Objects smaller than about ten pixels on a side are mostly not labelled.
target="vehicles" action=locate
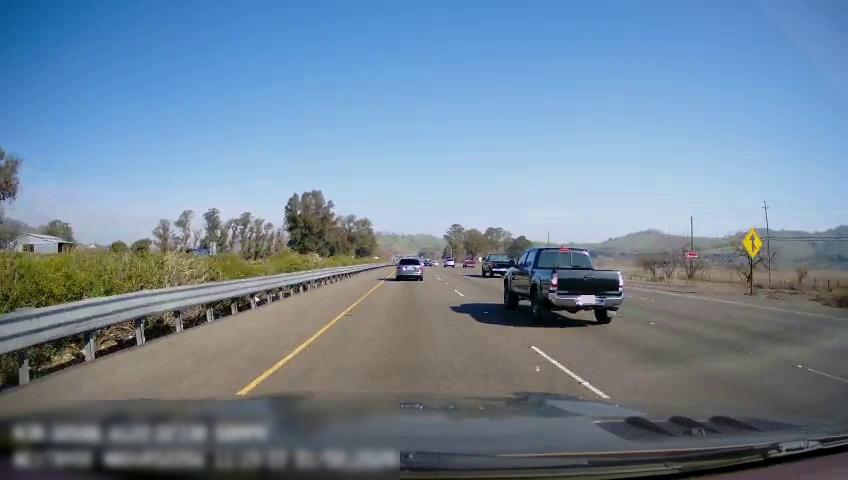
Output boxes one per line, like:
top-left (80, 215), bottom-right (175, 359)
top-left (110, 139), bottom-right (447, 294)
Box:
top-left (443, 258), bottom-right (455, 268)
top-left (502, 246), bottom-right (625, 325)
top-left (463, 256), bottom-right (476, 268)
top-left (481, 254), bottom-right (517, 278)
top-left (184, 247), bottom-right (211, 258)
top-left (396, 258), bottom-right (424, 281)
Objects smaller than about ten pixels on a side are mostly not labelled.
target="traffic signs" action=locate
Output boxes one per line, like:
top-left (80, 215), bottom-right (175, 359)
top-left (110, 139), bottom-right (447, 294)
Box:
top-left (742, 227), bottom-right (764, 258)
